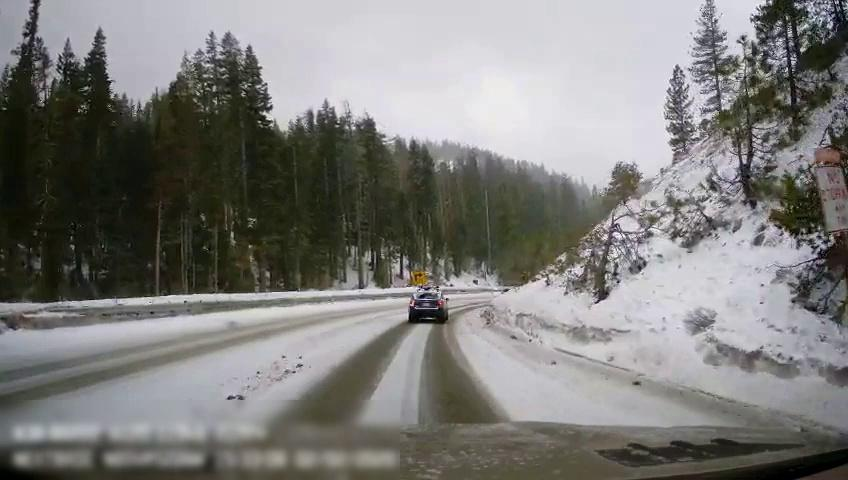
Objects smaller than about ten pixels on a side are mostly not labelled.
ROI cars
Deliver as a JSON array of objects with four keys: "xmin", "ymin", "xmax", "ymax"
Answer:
[{"xmin": 408, "ymin": 286, "xmax": 449, "ymax": 325}]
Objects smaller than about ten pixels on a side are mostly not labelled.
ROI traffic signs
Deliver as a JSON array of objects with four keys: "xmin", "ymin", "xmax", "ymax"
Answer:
[
  {"xmin": 815, "ymin": 165, "xmax": 848, "ymax": 233},
  {"xmin": 411, "ymin": 271, "xmax": 426, "ymax": 285}
]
